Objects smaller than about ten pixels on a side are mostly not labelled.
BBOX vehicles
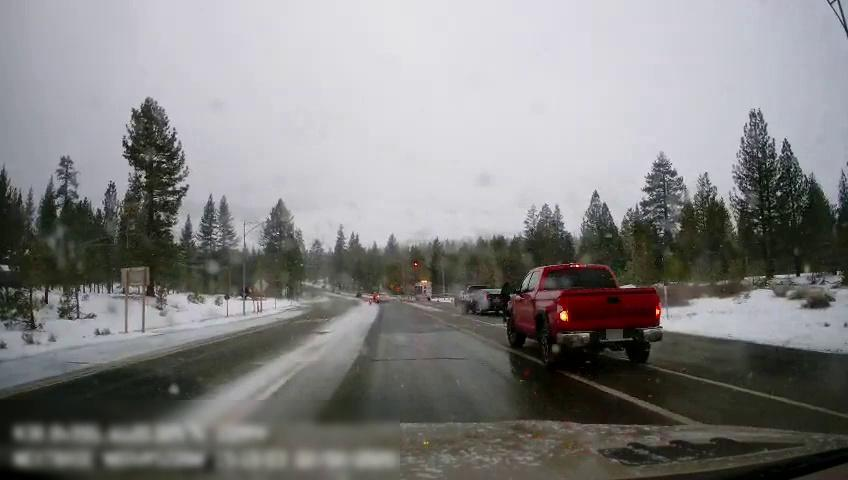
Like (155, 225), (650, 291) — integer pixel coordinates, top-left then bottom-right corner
(502, 262), (664, 369)
(412, 280), (432, 301)
(463, 288), (508, 316)
(377, 293), (389, 303)
(453, 290), (465, 307)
